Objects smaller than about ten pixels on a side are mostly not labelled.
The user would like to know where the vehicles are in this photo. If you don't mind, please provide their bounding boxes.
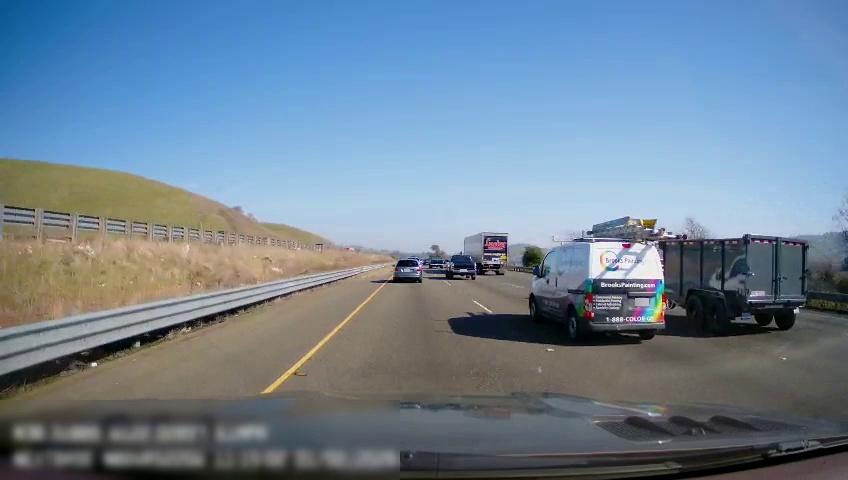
[641,232,809,334]
[459,231,509,276]
[408,256,423,268]
[392,258,424,283]
[527,216,689,342]
[428,255,444,269]
[445,254,478,280]
[344,247,355,254]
